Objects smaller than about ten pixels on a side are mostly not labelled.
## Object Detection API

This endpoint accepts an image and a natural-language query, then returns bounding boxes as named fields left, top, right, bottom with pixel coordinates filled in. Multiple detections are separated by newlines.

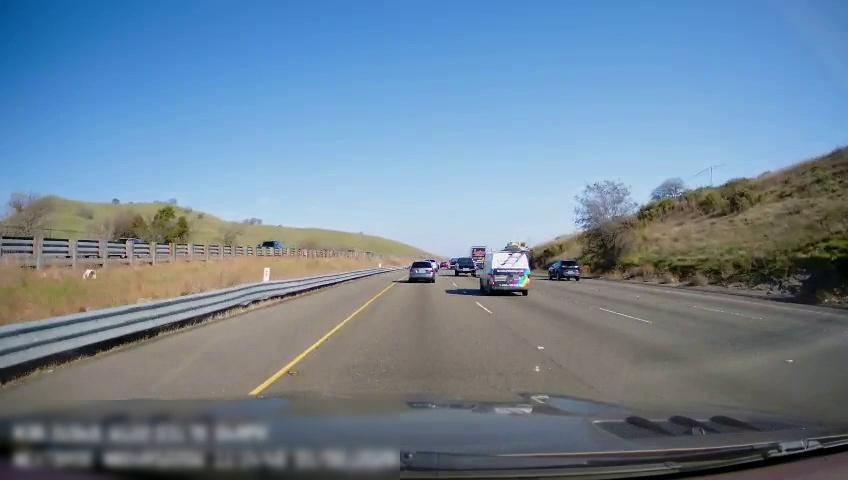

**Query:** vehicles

left=408, top=260, right=436, bottom=283
left=105, top=237, right=150, bottom=259
left=454, top=256, right=478, bottom=278
left=471, top=246, right=486, bottom=269
left=424, top=258, right=438, bottom=273
left=478, top=240, right=531, bottom=296
left=255, top=240, right=286, bottom=249
left=548, top=258, right=581, bottom=281
left=449, top=257, right=460, bottom=269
